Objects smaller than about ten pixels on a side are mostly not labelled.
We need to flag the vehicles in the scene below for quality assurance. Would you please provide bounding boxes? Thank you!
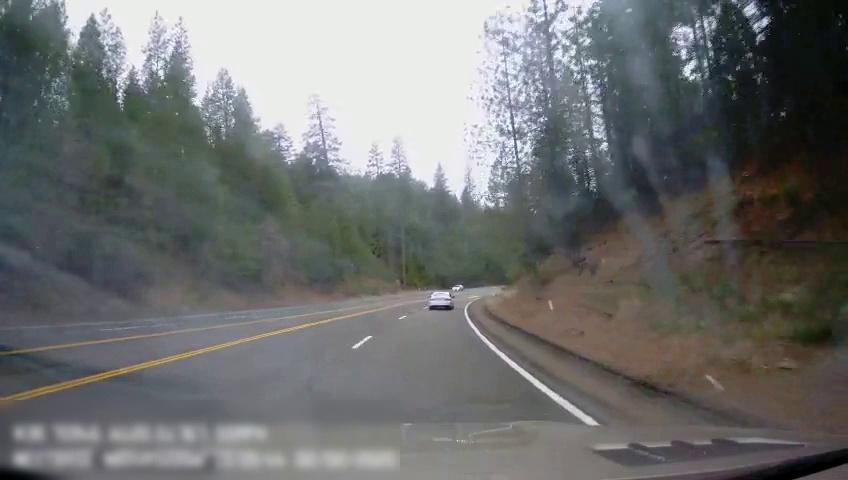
[452,284,464,292]
[429,291,456,311]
